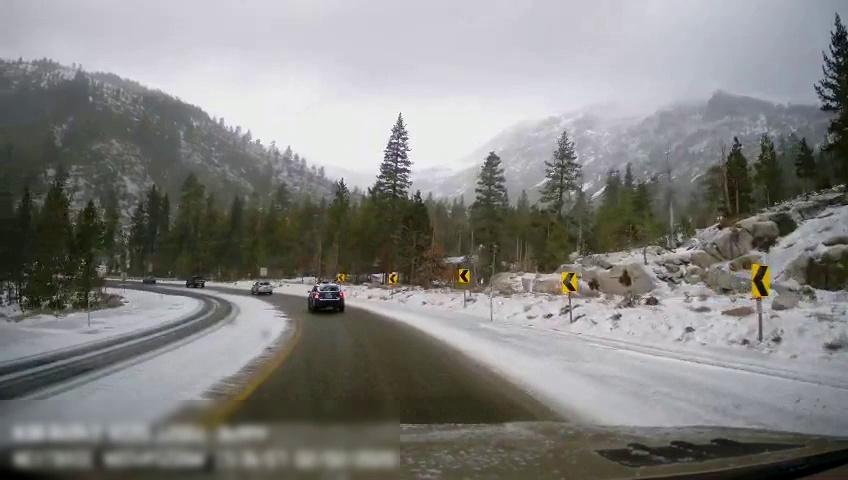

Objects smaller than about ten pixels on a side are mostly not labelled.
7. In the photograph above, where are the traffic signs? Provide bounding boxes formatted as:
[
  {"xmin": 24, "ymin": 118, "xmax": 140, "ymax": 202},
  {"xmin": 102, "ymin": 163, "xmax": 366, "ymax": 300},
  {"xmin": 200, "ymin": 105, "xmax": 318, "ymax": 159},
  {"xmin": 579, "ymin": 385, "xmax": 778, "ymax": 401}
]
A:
[
  {"xmin": 457, "ymin": 268, "xmax": 471, "ymax": 283},
  {"xmin": 388, "ymin": 272, "xmax": 398, "ymax": 284},
  {"xmin": 560, "ymin": 271, "xmax": 580, "ymax": 294},
  {"xmin": 750, "ymin": 262, "xmax": 772, "ymax": 299}
]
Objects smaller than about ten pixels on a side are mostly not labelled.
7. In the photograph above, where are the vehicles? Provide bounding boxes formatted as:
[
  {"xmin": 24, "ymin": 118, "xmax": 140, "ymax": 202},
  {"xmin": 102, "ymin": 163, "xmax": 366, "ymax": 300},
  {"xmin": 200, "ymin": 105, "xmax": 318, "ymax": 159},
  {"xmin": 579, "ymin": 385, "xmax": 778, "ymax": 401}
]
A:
[
  {"xmin": 307, "ymin": 279, "xmax": 345, "ymax": 313},
  {"xmin": 185, "ymin": 275, "xmax": 205, "ymax": 288},
  {"xmin": 250, "ymin": 279, "xmax": 273, "ymax": 296},
  {"xmin": 142, "ymin": 275, "xmax": 156, "ymax": 284}
]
